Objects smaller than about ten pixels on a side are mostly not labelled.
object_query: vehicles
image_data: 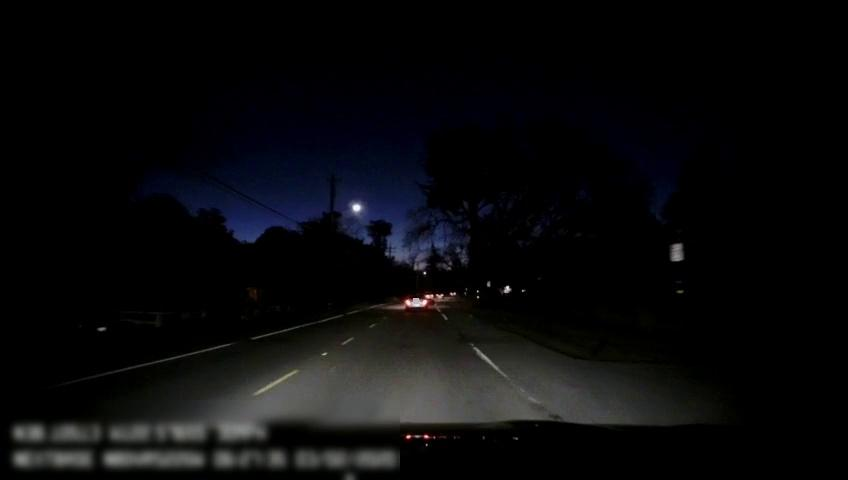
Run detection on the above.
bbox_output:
[404,292,429,312]
[425,292,434,305]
